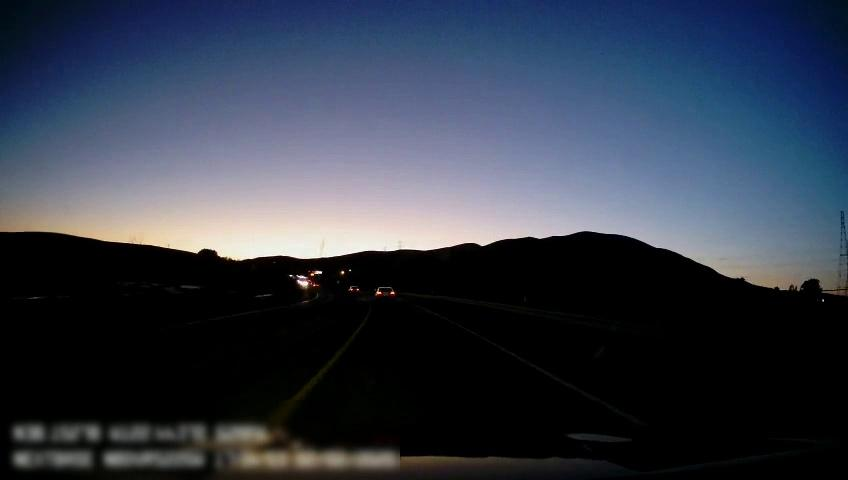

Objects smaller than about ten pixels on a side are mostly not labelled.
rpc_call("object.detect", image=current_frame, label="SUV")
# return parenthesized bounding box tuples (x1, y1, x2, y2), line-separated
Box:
(348, 285, 360, 294)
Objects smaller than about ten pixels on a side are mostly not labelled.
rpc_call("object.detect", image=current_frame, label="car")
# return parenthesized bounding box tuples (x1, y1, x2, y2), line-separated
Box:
(374, 286, 396, 300)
